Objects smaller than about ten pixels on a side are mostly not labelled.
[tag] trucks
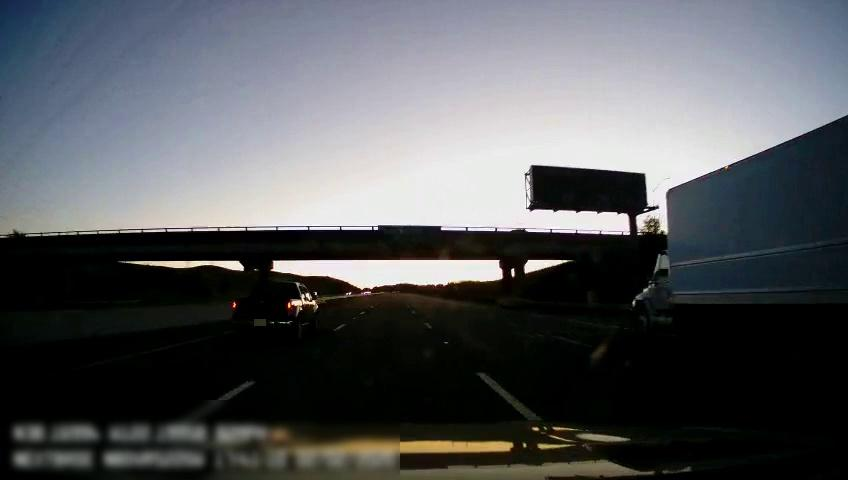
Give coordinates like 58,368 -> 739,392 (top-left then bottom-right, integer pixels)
630,112 -> 848,339
230,280 -> 321,342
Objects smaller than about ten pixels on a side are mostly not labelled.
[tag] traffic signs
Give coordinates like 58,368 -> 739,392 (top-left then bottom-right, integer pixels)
378,224 -> 442,234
